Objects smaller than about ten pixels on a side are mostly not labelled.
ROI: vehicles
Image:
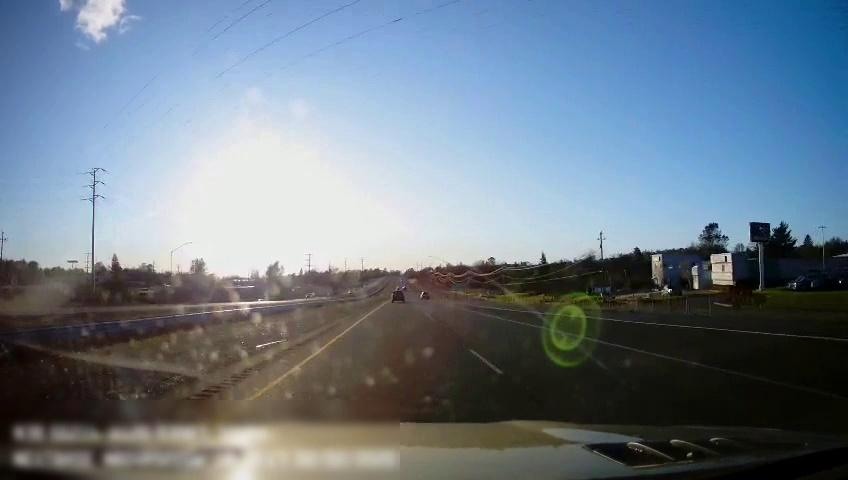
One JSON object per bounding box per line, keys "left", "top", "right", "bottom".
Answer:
{"left": 305, "top": 293, "right": 315, "bottom": 299}
{"left": 391, "top": 290, "right": 405, "bottom": 303}
{"left": 420, "top": 292, "right": 430, "bottom": 300}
